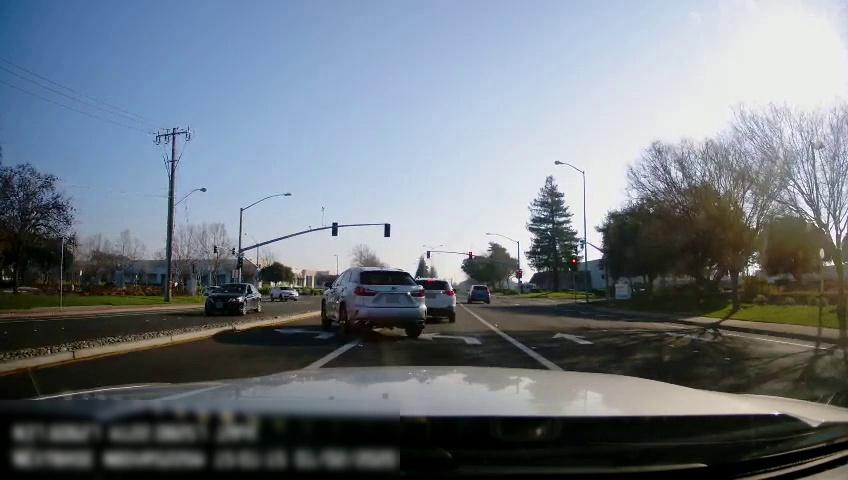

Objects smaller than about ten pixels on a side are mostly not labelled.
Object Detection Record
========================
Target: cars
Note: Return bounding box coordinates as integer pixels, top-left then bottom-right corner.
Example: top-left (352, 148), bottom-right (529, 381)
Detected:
top-left (204, 282), bottom-right (261, 317)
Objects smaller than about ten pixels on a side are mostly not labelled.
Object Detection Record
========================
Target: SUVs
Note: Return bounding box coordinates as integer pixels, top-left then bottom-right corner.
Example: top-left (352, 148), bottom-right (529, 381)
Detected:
top-left (410, 278), bottom-right (456, 324)
top-left (468, 285), bottom-right (490, 304)
top-left (319, 266), bottom-right (428, 341)
top-left (270, 286), bottom-right (300, 302)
